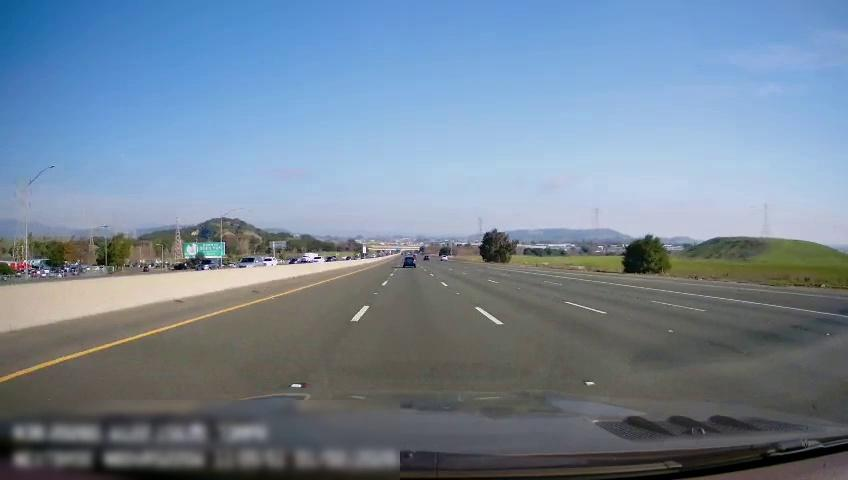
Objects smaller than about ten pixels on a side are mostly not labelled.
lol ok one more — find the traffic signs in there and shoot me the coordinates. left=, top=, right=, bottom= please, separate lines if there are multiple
left=183, top=242, right=226, bottom=257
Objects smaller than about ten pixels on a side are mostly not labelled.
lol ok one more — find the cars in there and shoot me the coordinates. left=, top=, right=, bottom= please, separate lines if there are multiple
left=309, top=256, right=327, bottom=264
left=403, top=256, right=417, bottom=269
left=236, top=256, right=265, bottom=268
left=193, top=259, right=220, bottom=272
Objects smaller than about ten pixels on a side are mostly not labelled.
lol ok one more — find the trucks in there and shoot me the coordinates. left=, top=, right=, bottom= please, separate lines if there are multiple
left=260, top=256, right=279, bottom=267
